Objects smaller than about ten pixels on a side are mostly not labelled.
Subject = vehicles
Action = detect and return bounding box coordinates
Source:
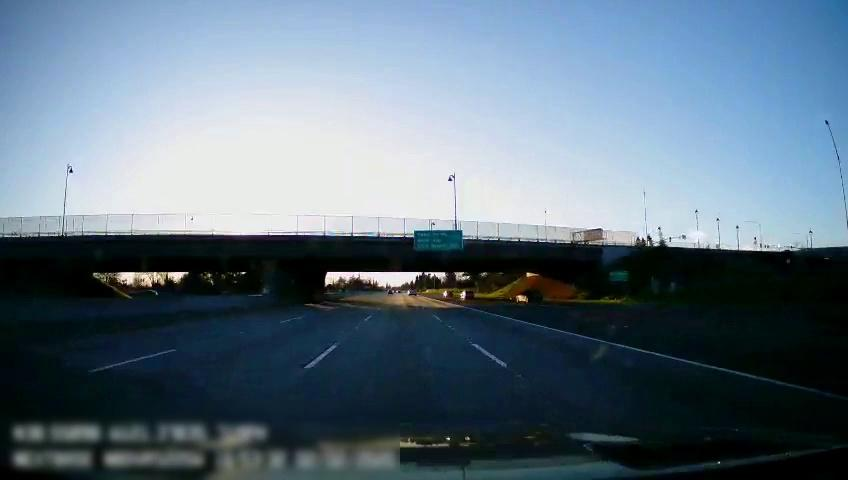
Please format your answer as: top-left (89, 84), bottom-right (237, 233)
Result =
top-left (460, 290), bottom-right (476, 301)
top-left (129, 289), bottom-right (157, 299)
top-left (407, 287), bottom-right (418, 297)
top-left (509, 295), bottom-right (529, 305)
top-left (442, 290), bottom-right (455, 299)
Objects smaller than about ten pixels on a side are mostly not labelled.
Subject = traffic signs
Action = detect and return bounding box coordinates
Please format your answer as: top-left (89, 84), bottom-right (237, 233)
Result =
top-left (414, 230), bottom-right (463, 253)
top-left (583, 227), bottom-right (605, 241)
